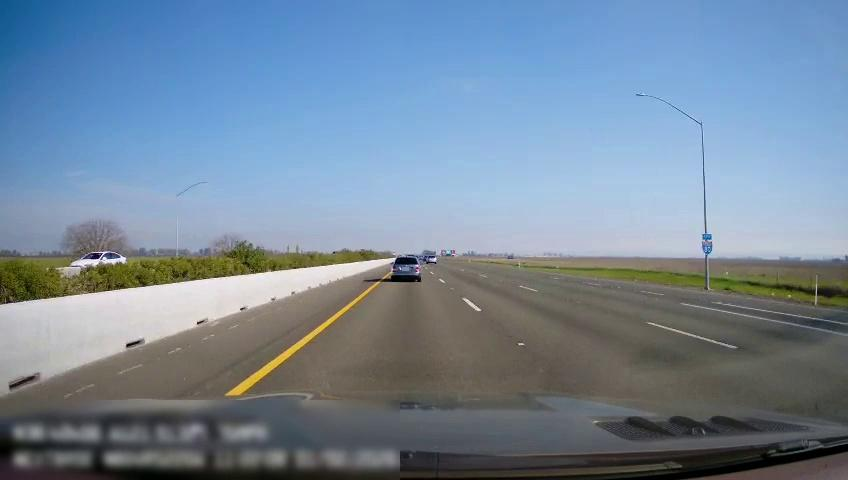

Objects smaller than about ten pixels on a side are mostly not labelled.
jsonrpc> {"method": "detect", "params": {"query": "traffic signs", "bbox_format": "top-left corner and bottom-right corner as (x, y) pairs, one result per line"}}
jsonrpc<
(701, 240), (713, 255)
(701, 233), (712, 240)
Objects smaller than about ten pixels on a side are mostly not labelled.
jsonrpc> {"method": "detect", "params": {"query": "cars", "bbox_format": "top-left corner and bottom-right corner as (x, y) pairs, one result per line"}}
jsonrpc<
(68, 251), (128, 268)
(425, 255), (437, 265)
(390, 256), (423, 283)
